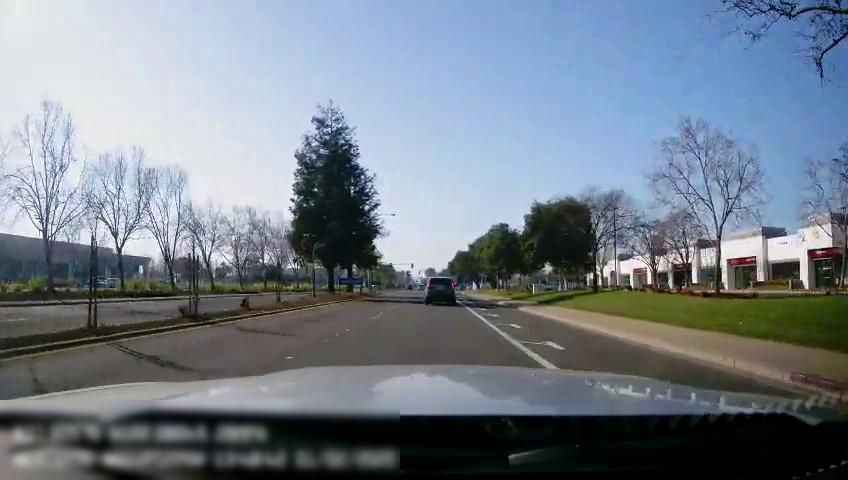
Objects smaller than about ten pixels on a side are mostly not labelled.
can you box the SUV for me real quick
[425,277,456,304]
